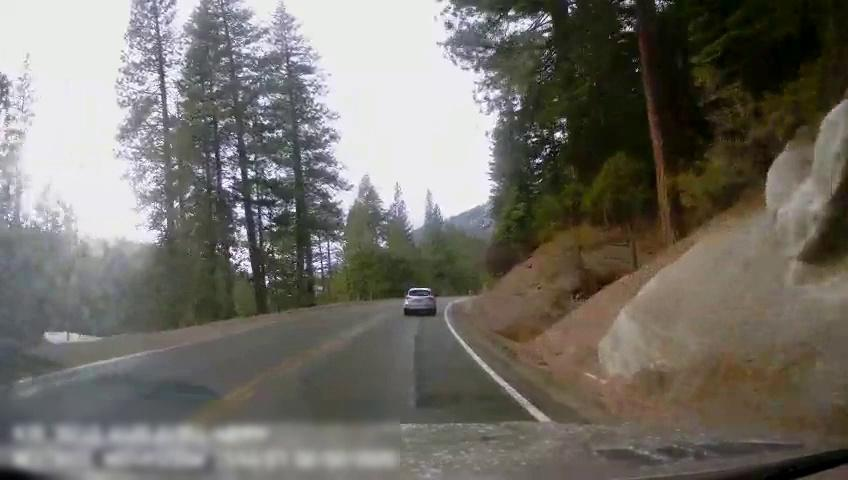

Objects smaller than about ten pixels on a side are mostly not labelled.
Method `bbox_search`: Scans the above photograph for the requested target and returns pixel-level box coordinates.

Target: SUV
[402,287,437,316]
